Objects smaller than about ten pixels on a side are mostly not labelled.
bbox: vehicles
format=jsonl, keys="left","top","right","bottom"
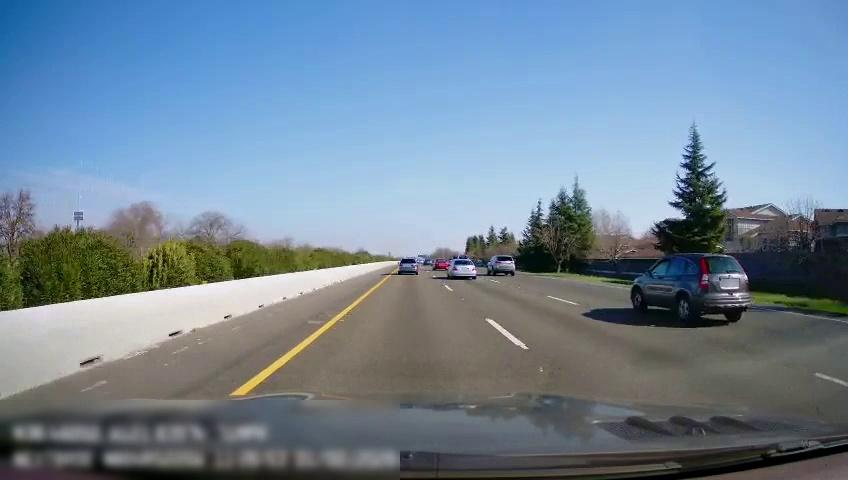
{"left": 452, "top": 253, "right": 471, "bottom": 261}
{"left": 486, "top": 254, "right": 517, "bottom": 277}
{"left": 446, "top": 259, "right": 477, "bottom": 281}
{"left": 397, "top": 256, "right": 420, "bottom": 276}
{"left": 433, "top": 259, "right": 451, "bottom": 271}
{"left": 629, "top": 252, "right": 752, "bottom": 325}
{"left": 425, "top": 259, "right": 434, "bottom": 266}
